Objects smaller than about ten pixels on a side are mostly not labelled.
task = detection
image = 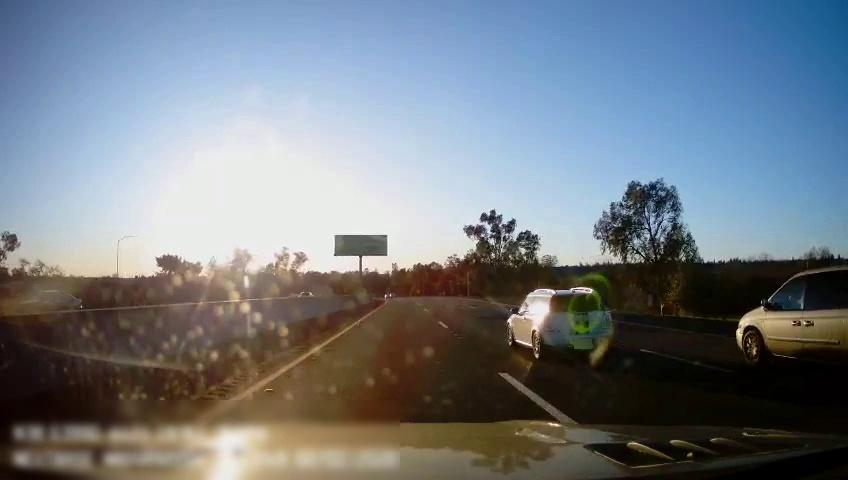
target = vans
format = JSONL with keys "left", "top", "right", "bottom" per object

{"left": 735, "top": 265, "right": 848, "bottom": 370}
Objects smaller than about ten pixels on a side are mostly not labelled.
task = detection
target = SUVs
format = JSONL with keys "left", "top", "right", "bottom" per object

{"left": 504, "top": 289, "right": 614, "bottom": 363}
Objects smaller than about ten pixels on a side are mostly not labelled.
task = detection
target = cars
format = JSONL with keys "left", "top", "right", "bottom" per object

{"left": 298, "top": 291, "right": 314, "bottom": 297}
{"left": 15, "top": 289, "right": 83, "bottom": 314}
